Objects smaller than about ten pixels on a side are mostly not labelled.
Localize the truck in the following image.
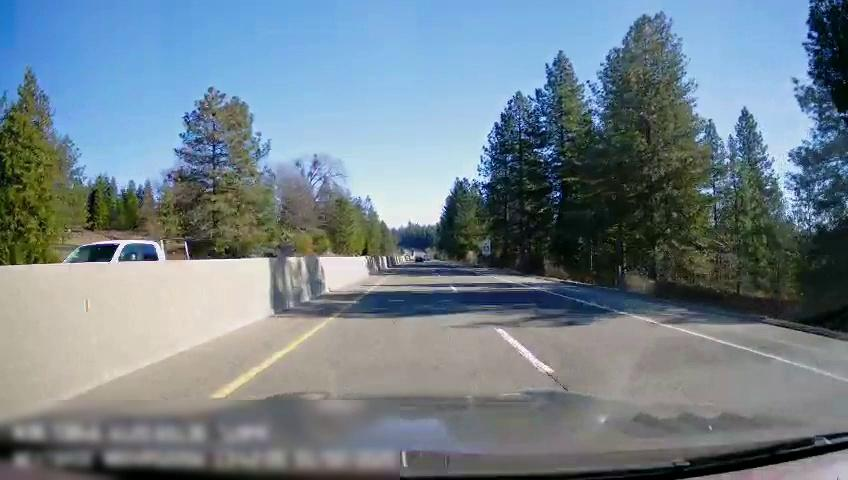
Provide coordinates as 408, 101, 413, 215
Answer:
62, 240, 167, 264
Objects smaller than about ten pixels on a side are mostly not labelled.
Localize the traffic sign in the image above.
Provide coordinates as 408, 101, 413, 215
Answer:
481, 239, 491, 256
